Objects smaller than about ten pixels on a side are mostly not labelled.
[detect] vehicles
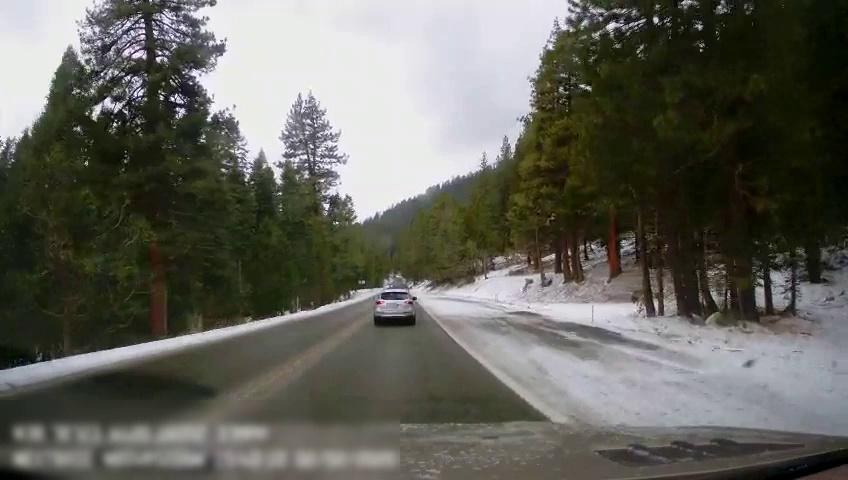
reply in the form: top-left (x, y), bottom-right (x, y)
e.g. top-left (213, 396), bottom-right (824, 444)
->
top-left (386, 283), bottom-right (413, 294)
top-left (374, 289), bottom-right (417, 325)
